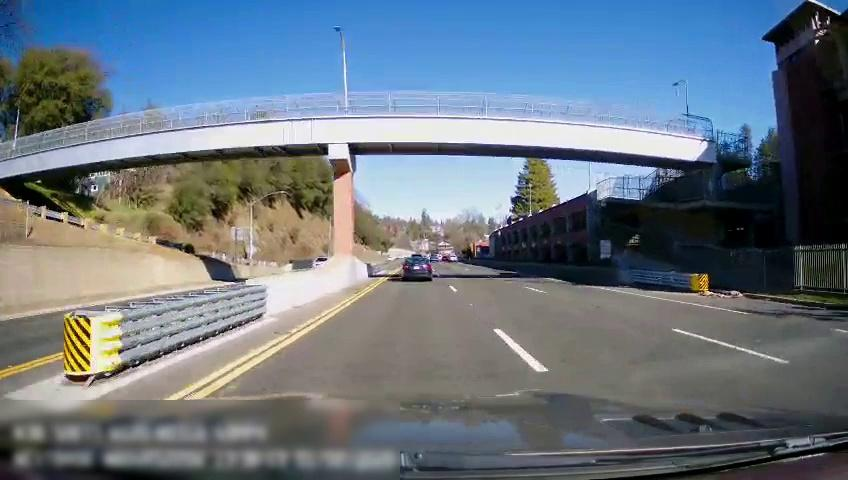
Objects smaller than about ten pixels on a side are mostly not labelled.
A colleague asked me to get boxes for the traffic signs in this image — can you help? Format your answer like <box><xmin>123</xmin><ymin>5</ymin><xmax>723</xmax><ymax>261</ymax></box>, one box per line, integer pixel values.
<box><xmin>695</xmin><ymin>273</ymin><xmax>710</xmax><ymax>293</ymax></box>
<box><xmin>63</xmin><ymin>312</ymin><xmax>92</xmax><ymax>376</ymax></box>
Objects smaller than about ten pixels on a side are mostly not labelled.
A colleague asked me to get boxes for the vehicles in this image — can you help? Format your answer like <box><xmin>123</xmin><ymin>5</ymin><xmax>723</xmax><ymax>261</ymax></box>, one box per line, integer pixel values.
<box><xmin>312</xmin><ymin>257</ymin><xmax>329</xmax><ymax>273</ymax></box>
<box><xmin>411</xmin><ymin>254</ymin><xmax>424</xmax><ymax>258</ymax></box>
<box><xmin>448</xmin><ymin>254</ymin><xmax>460</xmax><ymax>263</ymax></box>
<box><xmin>403</xmin><ymin>257</ymin><xmax>432</xmax><ymax>281</ymax></box>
